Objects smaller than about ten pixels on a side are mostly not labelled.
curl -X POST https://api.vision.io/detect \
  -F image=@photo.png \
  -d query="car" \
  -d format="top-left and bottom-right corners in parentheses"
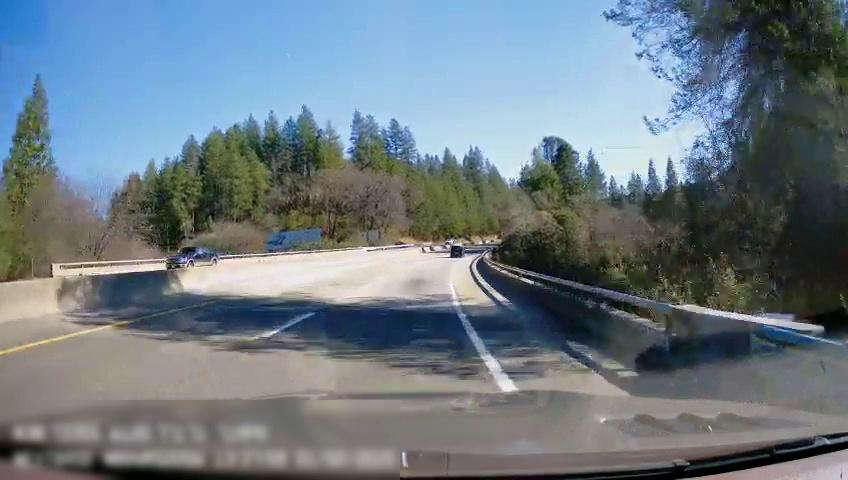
top-left (450, 246), bottom-right (464, 257)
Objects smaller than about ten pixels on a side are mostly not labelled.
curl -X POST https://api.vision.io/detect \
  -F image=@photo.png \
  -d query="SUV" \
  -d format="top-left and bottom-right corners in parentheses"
top-left (165, 245), bottom-right (221, 271)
